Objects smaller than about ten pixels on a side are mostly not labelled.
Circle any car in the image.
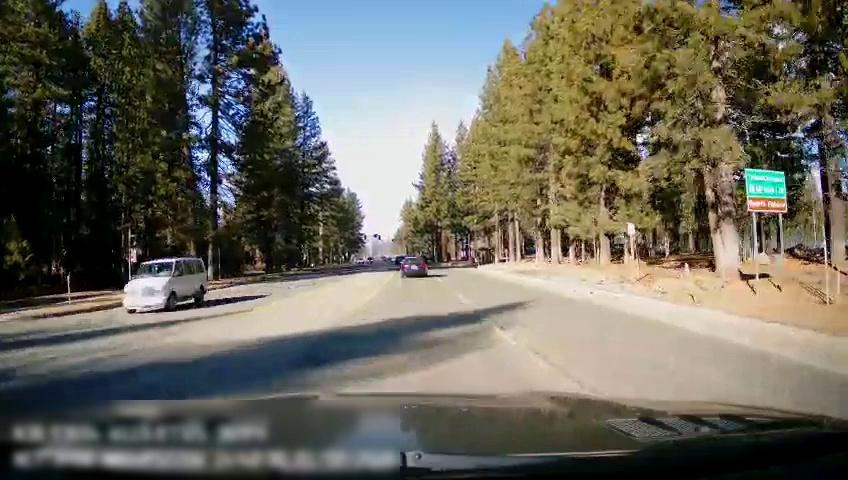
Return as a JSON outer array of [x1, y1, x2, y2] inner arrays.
[[399, 256, 428, 278]]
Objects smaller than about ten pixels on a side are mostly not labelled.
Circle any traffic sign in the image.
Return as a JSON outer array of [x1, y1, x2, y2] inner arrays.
[[743, 168, 787, 213]]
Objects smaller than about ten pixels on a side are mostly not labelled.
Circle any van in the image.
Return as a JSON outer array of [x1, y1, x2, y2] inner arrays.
[[123, 258, 208, 315]]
